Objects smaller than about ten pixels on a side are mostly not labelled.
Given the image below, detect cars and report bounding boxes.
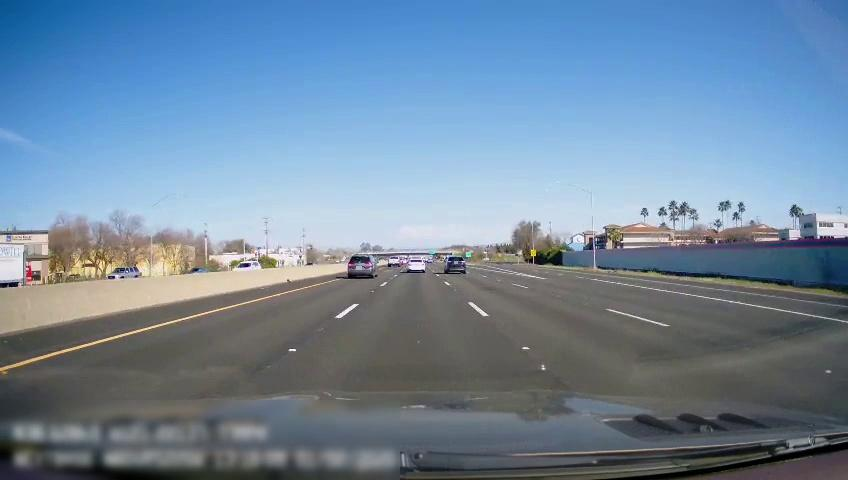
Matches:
[407,258,426,273]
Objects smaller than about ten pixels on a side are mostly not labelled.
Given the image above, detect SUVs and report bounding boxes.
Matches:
[106,267,141,281]
[443,256,466,274]
[347,254,379,279]
[231,260,262,273]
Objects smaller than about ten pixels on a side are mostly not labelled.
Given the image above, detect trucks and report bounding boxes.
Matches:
[387,255,400,268]
[0,241,27,289]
